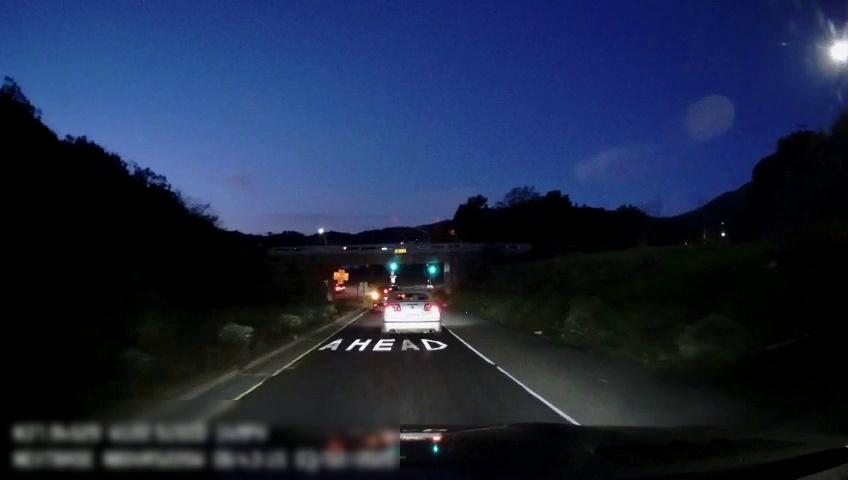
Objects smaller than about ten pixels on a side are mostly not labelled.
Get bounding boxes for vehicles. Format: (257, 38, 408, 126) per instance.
(376, 288, 443, 336)
(371, 285, 398, 313)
